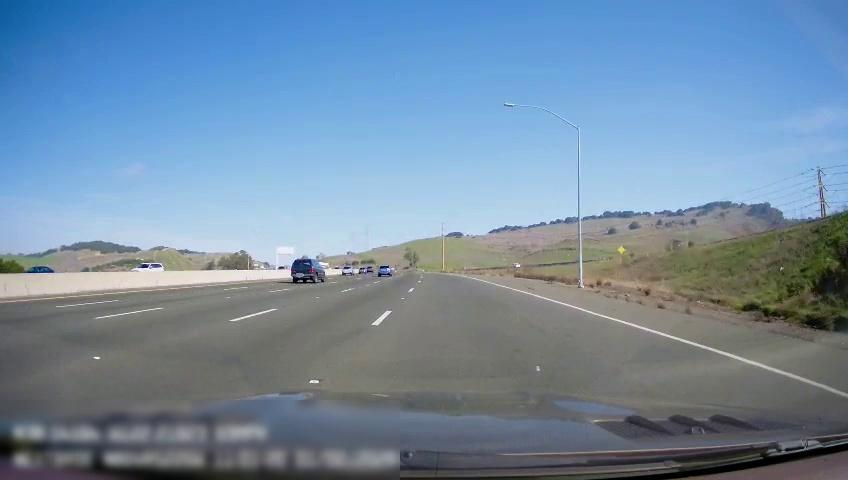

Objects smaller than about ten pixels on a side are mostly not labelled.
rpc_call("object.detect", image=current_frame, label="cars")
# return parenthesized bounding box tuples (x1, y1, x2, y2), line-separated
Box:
(24, 265, 57, 275)
(377, 265, 393, 277)
(341, 265, 355, 276)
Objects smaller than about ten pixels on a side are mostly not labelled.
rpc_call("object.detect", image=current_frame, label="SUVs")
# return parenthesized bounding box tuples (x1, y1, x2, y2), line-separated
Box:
(130, 262, 165, 273)
(290, 258, 326, 284)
